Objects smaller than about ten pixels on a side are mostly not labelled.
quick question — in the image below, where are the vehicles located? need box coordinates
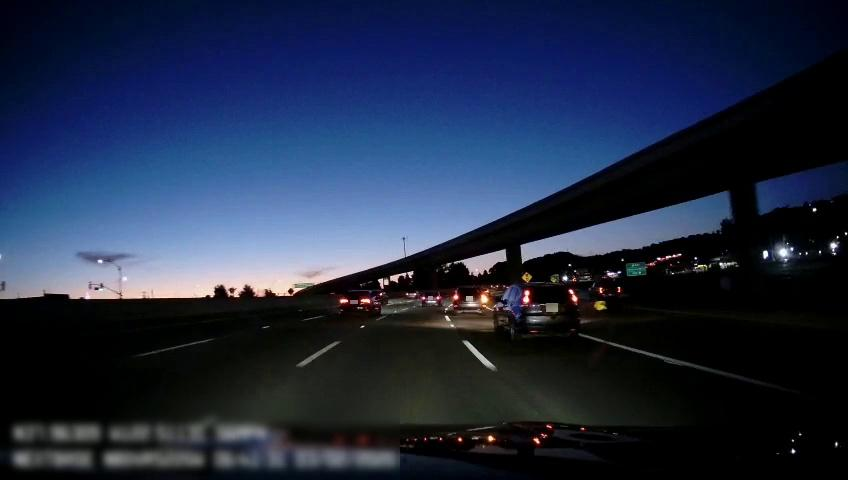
[340,289,382,319]
[492,283,581,346]
[588,278,622,301]
[453,286,488,317]
[405,288,421,300]
[371,289,390,304]
[421,291,443,307]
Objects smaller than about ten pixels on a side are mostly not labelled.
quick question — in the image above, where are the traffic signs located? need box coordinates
[626,262,646,275]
